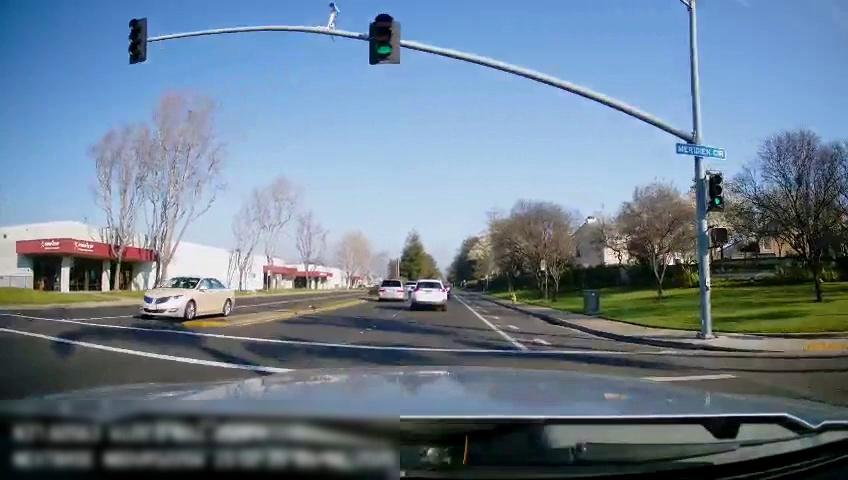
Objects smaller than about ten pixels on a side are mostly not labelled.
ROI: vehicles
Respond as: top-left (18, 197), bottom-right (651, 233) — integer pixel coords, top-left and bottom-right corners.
top-left (142, 275), bottom-right (235, 321)
top-left (378, 279), bottom-right (409, 301)
top-left (410, 278), bottom-right (448, 311)
top-left (402, 280), bottom-right (420, 292)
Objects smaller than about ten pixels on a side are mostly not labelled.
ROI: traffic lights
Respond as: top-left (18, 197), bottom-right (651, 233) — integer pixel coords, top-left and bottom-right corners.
top-left (126, 16), bottom-right (148, 66)
top-left (707, 223), bottom-right (730, 249)
top-left (705, 168), bottom-right (727, 213)
top-left (367, 12), bottom-right (402, 66)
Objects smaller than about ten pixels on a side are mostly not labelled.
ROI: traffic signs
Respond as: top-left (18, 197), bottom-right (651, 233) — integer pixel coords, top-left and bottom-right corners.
top-left (675, 141), bottom-right (728, 161)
